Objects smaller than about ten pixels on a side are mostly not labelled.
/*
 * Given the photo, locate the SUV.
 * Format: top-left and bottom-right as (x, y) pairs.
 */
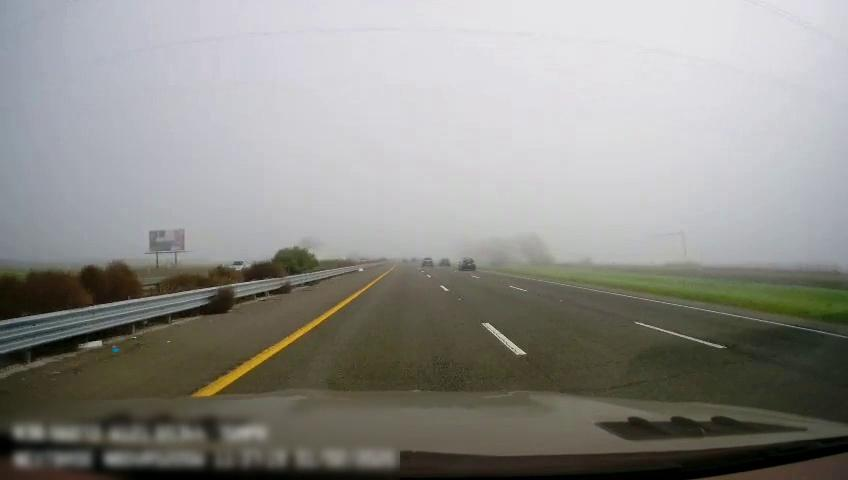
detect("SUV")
(421, 257), (433, 267)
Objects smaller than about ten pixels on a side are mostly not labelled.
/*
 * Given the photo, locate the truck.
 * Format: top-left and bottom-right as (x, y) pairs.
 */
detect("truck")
(227, 260), (252, 273)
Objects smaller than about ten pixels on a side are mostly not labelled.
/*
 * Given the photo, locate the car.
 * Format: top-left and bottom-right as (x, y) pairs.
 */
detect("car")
(456, 257), (476, 272)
